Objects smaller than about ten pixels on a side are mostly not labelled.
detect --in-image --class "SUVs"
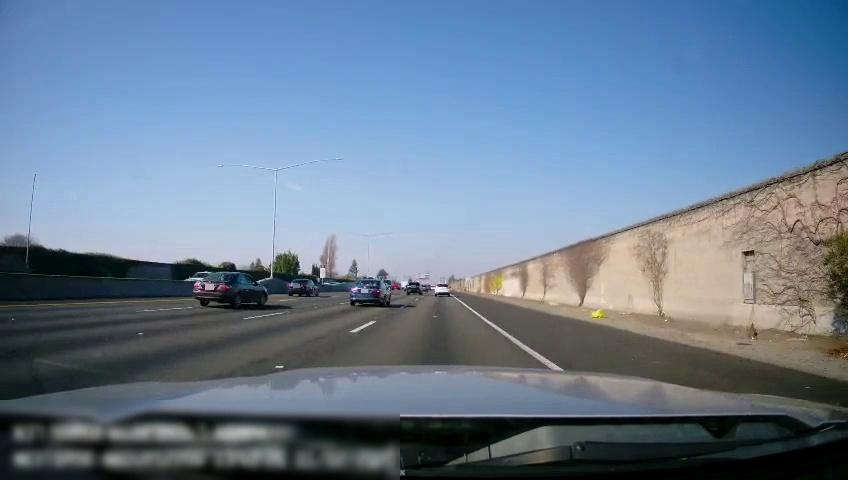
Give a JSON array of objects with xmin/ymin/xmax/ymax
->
[
  {"xmin": 434, "ymin": 283, "xmax": 450, "ymax": 297},
  {"xmin": 406, "ymin": 281, "xmax": 423, "ymax": 295}
]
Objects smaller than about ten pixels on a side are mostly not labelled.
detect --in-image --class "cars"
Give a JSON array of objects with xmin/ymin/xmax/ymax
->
[
  {"xmin": 349, "ymin": 278, "xmax": 392, "ymax": 307},
  {"xmin": 287, "ymin": 279, "xmax": 319, "ymax": 298},
  {"xmin": 191, "ymin": 271, "xmax": 269, "ymax": 310}
]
